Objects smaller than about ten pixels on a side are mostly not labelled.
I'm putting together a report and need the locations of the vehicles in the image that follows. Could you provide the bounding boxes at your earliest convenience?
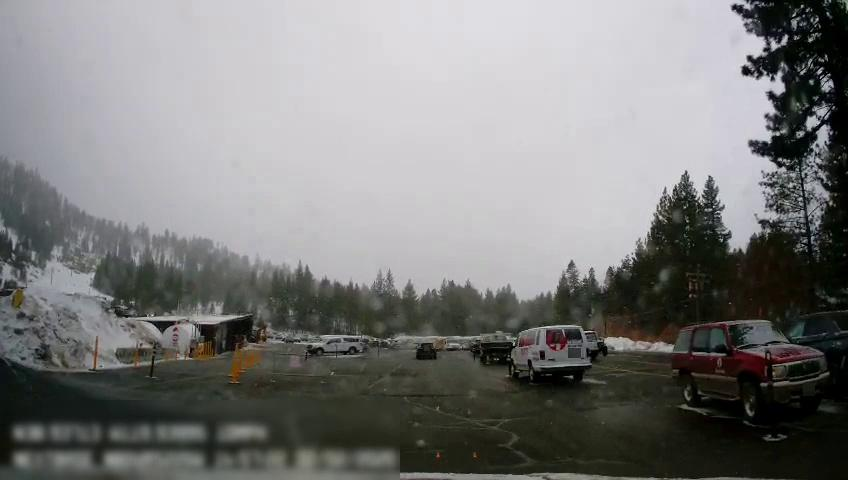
[671,319,830,425]
[586,329,601,358]
[783,312,848,380]
[307,337,363,357]
[507,326,594,385]
[416,342,437,360]
[479,332,516,364]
